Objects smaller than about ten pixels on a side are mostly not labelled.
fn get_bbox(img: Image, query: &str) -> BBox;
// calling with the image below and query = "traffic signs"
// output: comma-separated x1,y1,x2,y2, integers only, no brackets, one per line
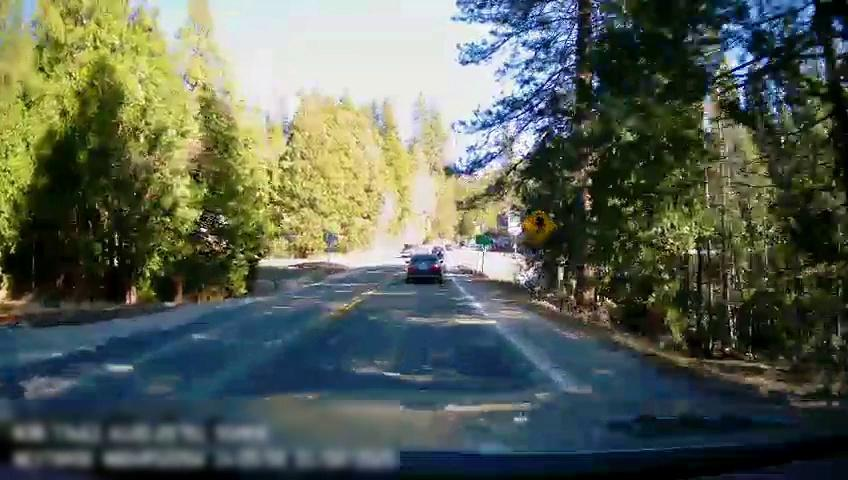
521,209,557,246
475,234,494,245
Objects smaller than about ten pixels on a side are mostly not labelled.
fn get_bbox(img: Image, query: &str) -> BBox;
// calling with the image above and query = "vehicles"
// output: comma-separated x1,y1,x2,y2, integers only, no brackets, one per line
431,245,445,259
405,253,444,285
399,243,418,258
